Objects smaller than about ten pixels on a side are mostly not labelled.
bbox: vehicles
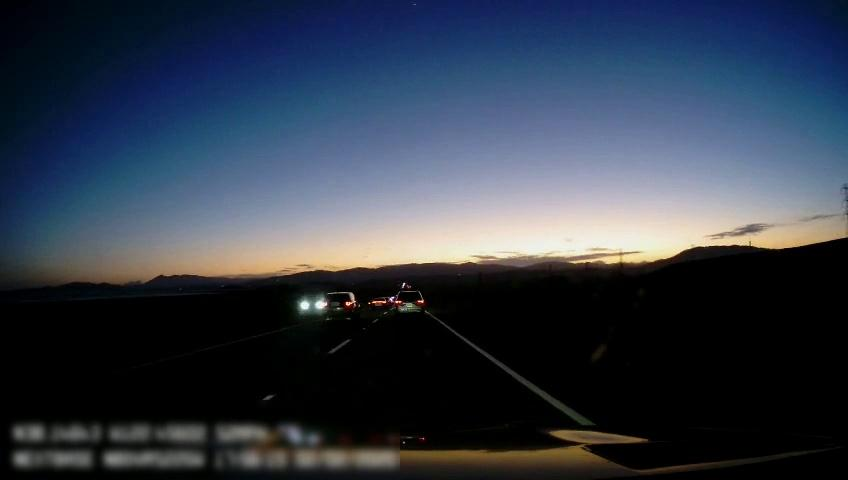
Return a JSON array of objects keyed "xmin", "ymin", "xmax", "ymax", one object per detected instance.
[
  {"xmin": 385, "ymin": 297, "xmax": 391, "ymax": 304},
  {"xmin": 395, "ymin": 290, "xmax": 425, "ymax": 319},
  {"xmin": 324, "ymin": 292, "xmax": 361, "ymax": 326},
  {"xmin": 298, "ymin": 293, "xmax": 324, "ymax": 315},
  {"xmin": 371, "ymin": 297, "xmax": 390, "ymax": 310}
]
